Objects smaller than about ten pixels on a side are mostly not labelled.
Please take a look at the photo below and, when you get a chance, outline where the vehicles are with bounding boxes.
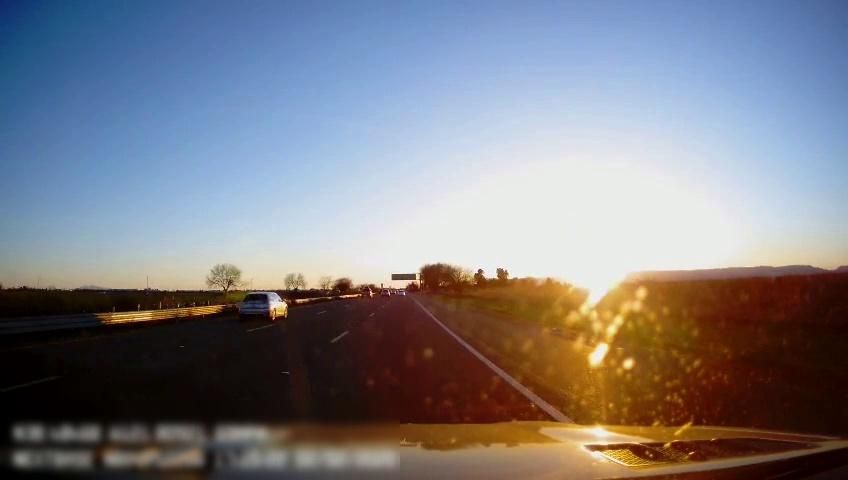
[238,291,288,324]
[360,287,374,299]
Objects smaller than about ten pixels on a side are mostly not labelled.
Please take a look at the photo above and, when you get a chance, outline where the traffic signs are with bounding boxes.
[391,273,416,280]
